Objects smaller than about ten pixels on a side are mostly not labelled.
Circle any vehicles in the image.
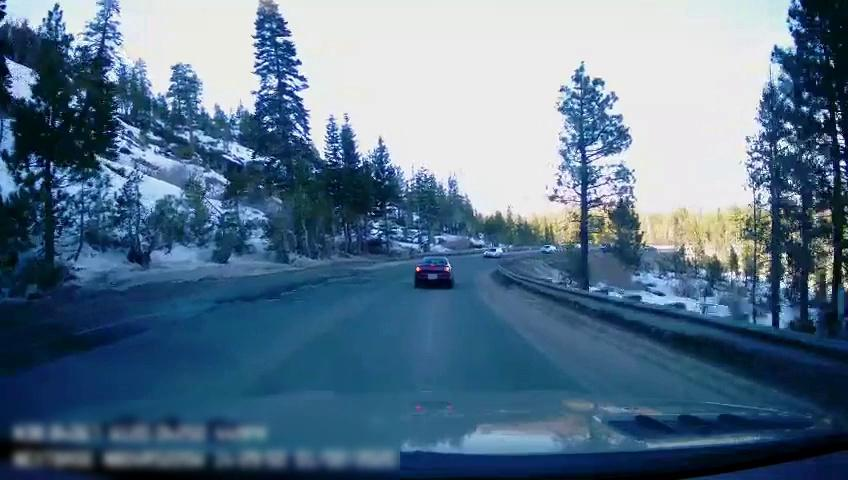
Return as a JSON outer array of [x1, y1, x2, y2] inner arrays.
[[415, 259, 453, 288], [543, 245, 557, 256], [483, 247, 505, 258]]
